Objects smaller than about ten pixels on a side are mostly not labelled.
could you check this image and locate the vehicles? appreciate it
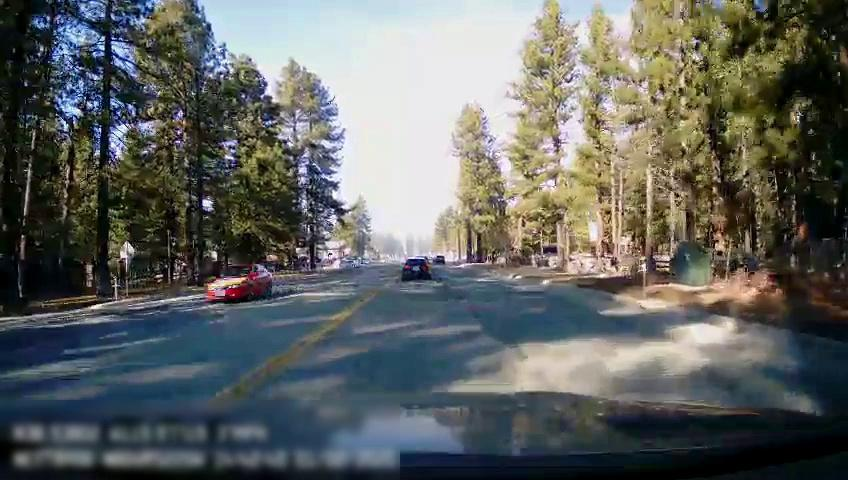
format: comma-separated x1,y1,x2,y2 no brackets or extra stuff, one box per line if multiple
435,256,446,265
402,255,430,279
206,264,274,304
